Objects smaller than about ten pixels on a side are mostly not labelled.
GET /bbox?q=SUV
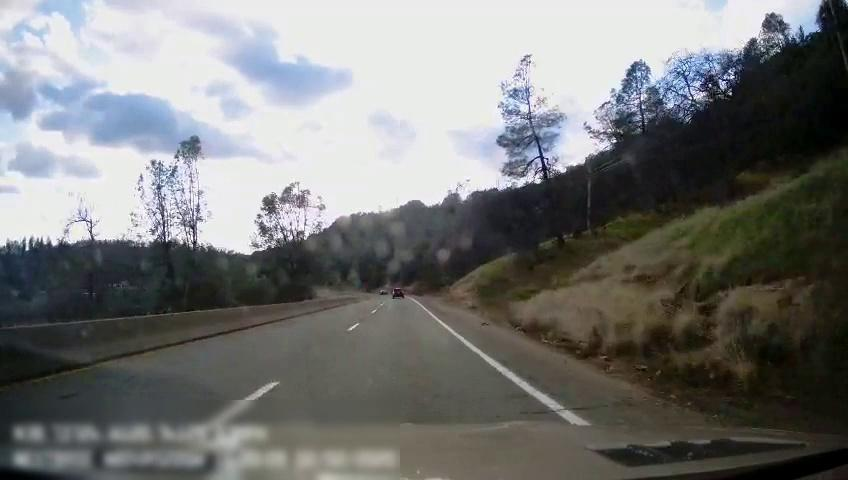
[392,287,405,300]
